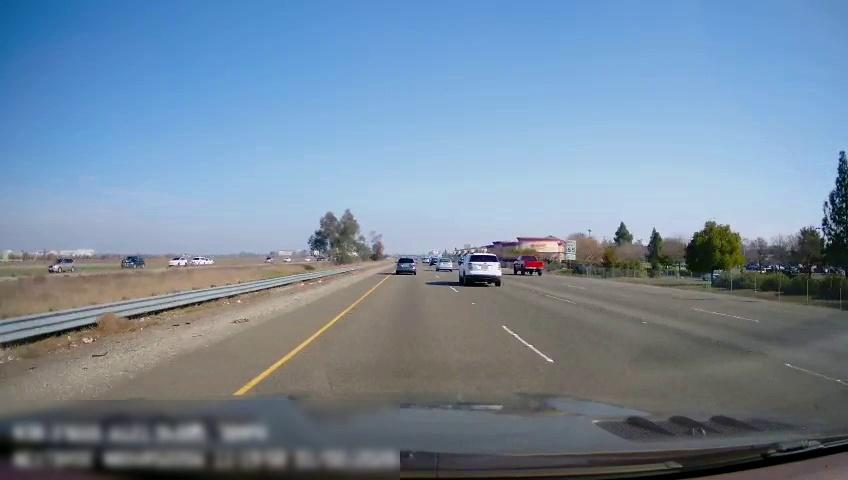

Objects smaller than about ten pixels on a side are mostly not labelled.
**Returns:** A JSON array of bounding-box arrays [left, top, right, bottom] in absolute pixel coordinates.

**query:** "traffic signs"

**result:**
[[565, 239, 577, 261]]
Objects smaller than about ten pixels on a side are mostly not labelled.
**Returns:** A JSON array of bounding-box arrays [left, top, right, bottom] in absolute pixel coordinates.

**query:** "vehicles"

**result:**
[[429, 257, 439, 267], [120, 254, 146, 270], [204, 257, 215, 265], [395, 258, 417, 276], [167, 256, 188, 268], [189, 256, 207, 267], [435, 257, 453, 272], [47, 257, 76, 274], [512, 255, 545, 277], [457, 253, 502, 287]]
